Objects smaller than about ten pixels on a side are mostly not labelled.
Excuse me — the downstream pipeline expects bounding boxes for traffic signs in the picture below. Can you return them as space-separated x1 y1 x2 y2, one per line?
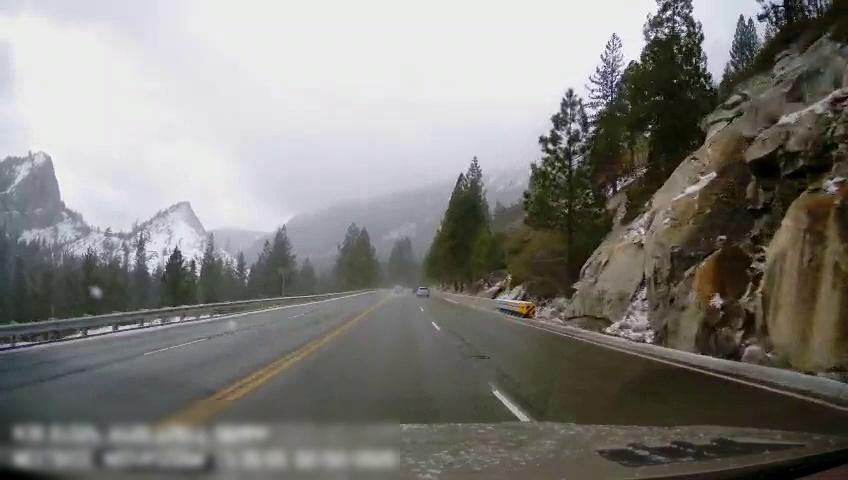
523 302 537 317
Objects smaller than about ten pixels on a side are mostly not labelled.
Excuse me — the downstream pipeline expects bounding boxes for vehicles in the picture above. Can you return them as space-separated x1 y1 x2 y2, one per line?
392 285 405 295
416 286 430 297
